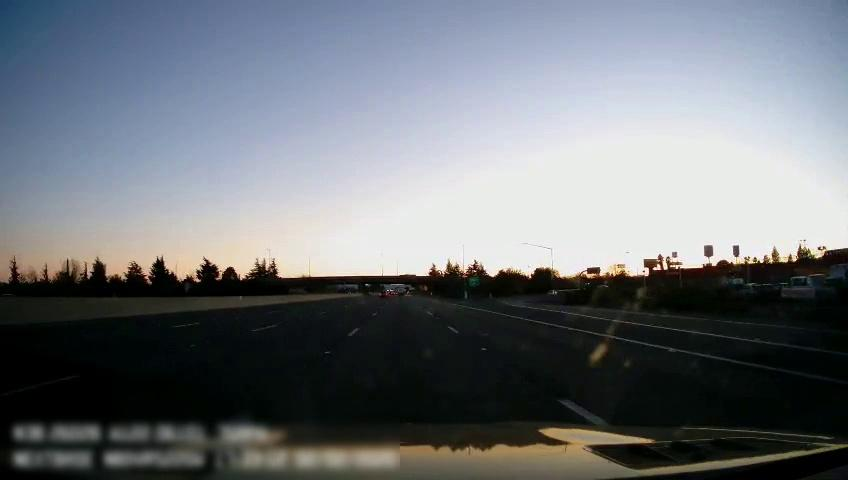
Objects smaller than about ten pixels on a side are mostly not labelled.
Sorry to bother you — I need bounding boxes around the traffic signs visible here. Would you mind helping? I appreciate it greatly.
[469,277,480,287]
[399,274,417,283]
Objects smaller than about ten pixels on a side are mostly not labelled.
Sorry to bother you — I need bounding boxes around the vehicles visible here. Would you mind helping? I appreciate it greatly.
[807,274,827,289]
[547,290,558,296]
[824,264,848,289]
[0,294,17,298]
[789,276,808,288]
